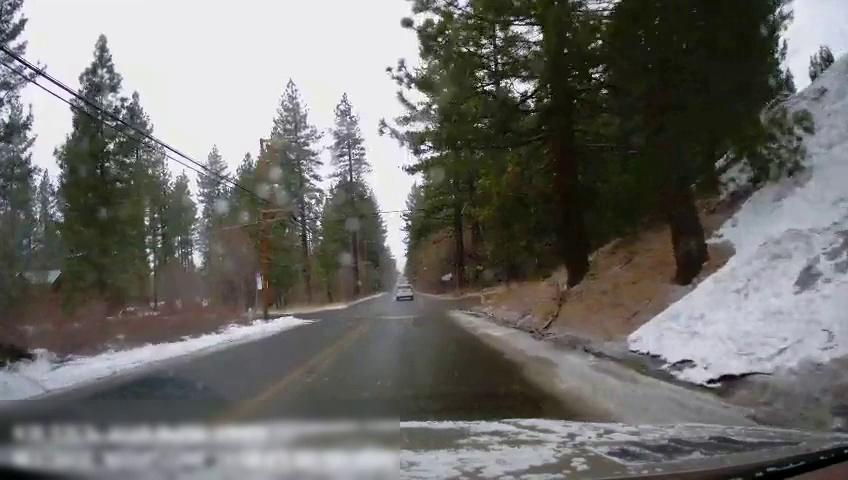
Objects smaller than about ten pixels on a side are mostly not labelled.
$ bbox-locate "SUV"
[395,283,415,302]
